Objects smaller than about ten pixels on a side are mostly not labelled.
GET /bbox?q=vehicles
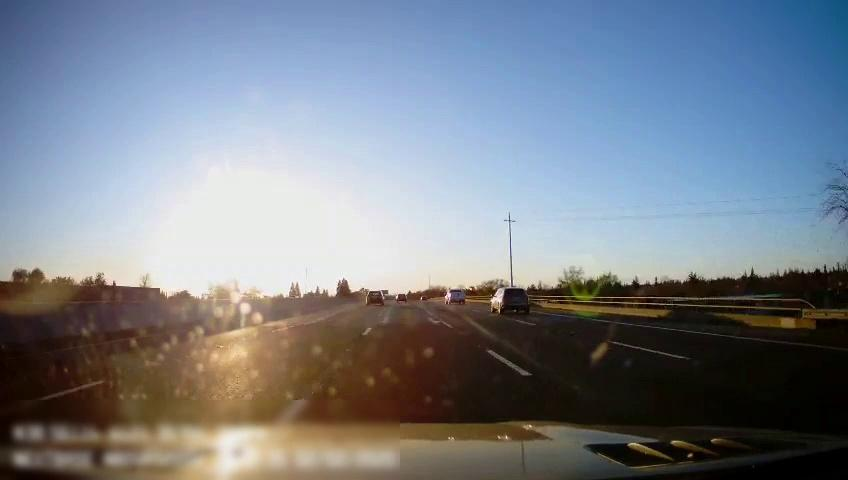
[489,287,530,315]
[444,289,466,305]
[365,290,385,306]
[395,293,408,304]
